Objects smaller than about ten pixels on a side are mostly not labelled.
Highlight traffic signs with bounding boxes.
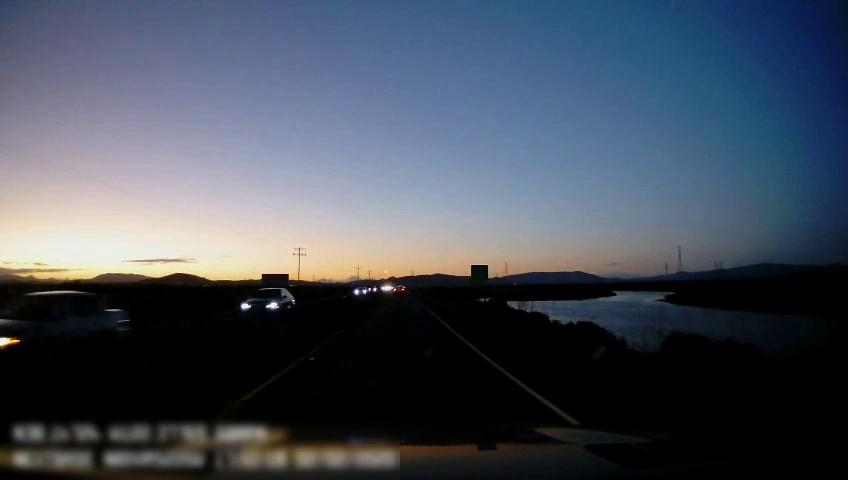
[470,264,490,282]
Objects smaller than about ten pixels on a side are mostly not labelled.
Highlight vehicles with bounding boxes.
[240,287,295,317]
[353,286,369,297]
[0,289,132,365]
[392,285,405,295]
[367,285,378,295]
